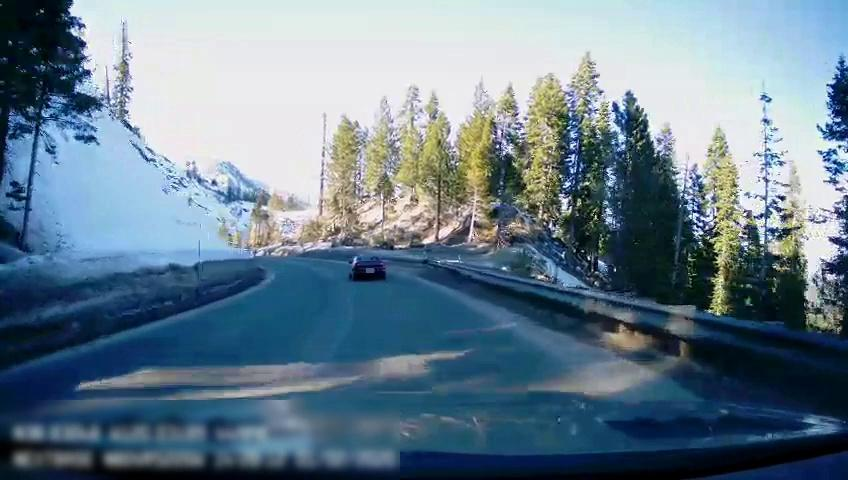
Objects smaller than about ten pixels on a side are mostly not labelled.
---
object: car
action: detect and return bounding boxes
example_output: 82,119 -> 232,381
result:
350,254 -> 386,280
